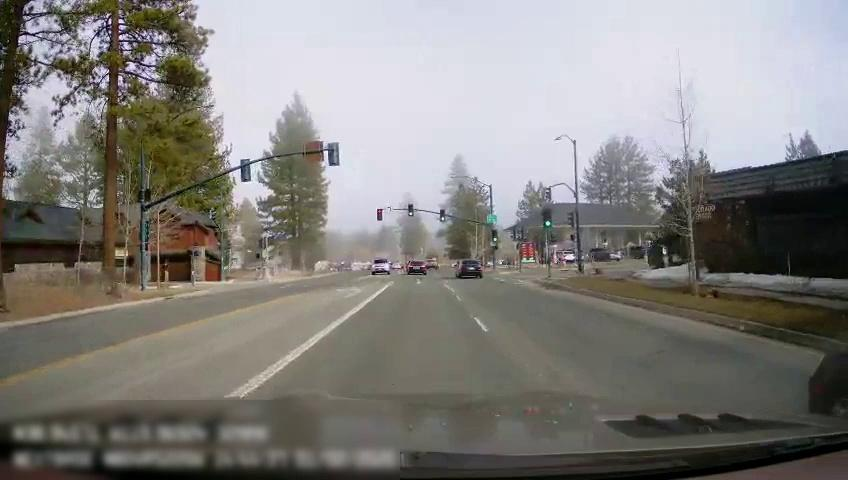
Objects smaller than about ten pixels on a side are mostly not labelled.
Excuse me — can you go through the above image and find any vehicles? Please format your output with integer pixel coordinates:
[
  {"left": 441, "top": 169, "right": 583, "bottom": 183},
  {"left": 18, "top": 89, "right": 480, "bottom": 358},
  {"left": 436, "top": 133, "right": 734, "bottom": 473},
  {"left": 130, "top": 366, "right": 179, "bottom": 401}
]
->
[
  {"left": 807, "top": 355, "right": 848, "bottom": 410},
  {"left": 407, "top": 260, "right": 428, "bottom": 277},
  {"left": 557, "top": 251, "right": 576, "bottom": 265},
  {"left": 370, "top": 258, "right": 391, "bottom": 275},
  {"left": 424, "top": 259, "right": 438, "bottom": 270},
  {"left": 456, "top": 257, "right": 483, "bottom": 279},
  {"left": 587, "top": 247, "right": 623, "bottom": 262}
]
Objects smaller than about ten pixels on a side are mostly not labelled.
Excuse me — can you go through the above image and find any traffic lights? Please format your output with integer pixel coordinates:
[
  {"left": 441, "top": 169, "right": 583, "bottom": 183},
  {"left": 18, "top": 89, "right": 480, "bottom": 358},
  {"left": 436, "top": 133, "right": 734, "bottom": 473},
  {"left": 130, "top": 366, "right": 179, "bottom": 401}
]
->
[
  {"left": 567, "top": 211, "right": 575, "bottom": 228},
  {"left": 491, "top": 231, "right": 498, "bottom": 244},
  {"left": 544, "top": 189, "right": 551, "bottom": 202},
  {"left": 327, "top": 142, "right": 340, "bottom": 167},
  {"left": 439, "top": 208, "right": 446, "bottom": 223},
  {"left": 376, "top": 207, "right": 383, "bottom": 221},
  {"left": 407, "top": 203, "right": 414, "bottom": 216},
  {"left": 544, "top": 214, "right": 553, "bottom": 232},
  {"left": 239, "top": 159, "right": 252, "bottom": 183}
]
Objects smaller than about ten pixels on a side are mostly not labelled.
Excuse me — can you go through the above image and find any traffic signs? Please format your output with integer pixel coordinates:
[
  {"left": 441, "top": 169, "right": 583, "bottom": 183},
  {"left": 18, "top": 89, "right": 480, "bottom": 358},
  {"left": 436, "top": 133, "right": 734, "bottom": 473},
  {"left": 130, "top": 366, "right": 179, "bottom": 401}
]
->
[{"left": 485, "top": 212, "right": 498, "bottom": 225}]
